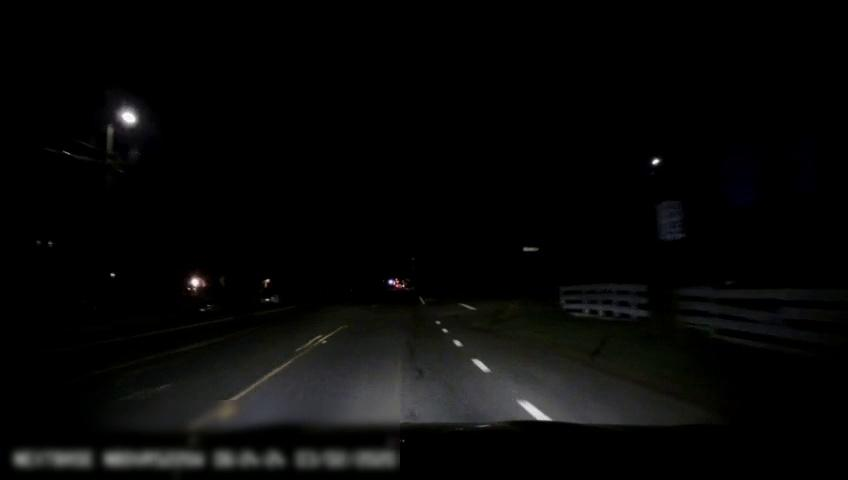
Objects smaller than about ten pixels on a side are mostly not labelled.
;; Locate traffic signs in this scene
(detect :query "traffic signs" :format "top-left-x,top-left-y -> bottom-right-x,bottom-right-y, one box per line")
659,200 -> 684,242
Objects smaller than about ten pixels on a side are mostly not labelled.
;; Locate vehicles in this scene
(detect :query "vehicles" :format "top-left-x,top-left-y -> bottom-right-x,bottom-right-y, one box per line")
394,281 -> 407,292
259,288 -> 284,305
